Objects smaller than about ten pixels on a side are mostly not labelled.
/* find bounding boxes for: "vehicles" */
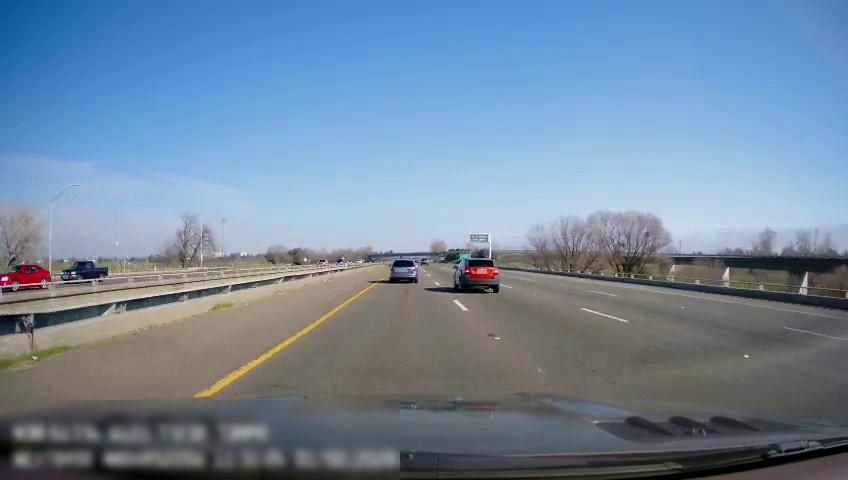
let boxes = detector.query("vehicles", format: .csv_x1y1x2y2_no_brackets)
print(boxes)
389,258,419,282
60,260,108,285
420,258,429,266
452,258,501,294
0,263,53,292
316,259,329,268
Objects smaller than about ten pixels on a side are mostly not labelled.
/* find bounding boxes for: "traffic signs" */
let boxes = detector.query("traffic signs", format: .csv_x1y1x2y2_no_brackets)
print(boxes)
473,233,487,242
